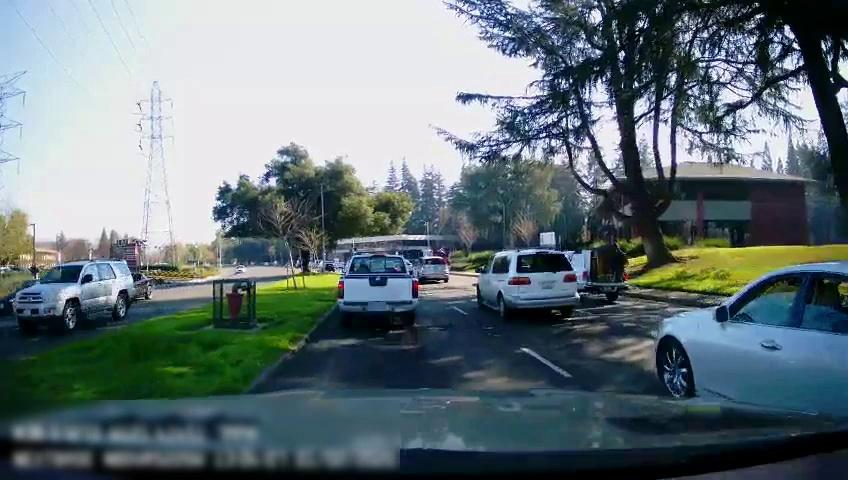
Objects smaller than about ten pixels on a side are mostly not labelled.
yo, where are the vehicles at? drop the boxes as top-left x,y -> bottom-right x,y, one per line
324,259 -> 337,273
565,240 -> 632,302
11,259 -> 139,333
475,247 -> 580,319
333,253 -> 420,326
234,265 -> 248,274
131,271 -> 154,300
417,255 -> 450,283
655,260 -> 848,415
